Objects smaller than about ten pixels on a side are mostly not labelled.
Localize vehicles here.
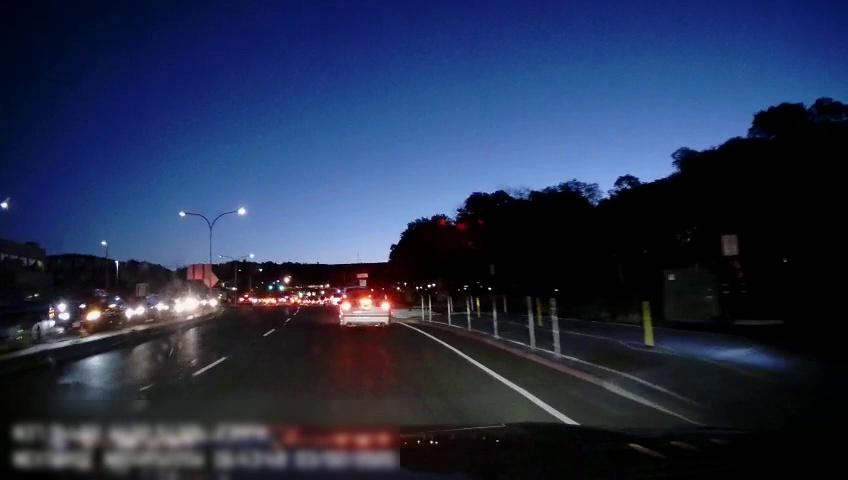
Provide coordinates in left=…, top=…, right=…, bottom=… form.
left=58, top=295, right=127, bottom=333
left=238, top=294, right=253, bottom=307
left=0, top=290, right=55, bottom=351
left=323, top=292, right=343, bottom=309
left=337, top=289, right=391, bottom=330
